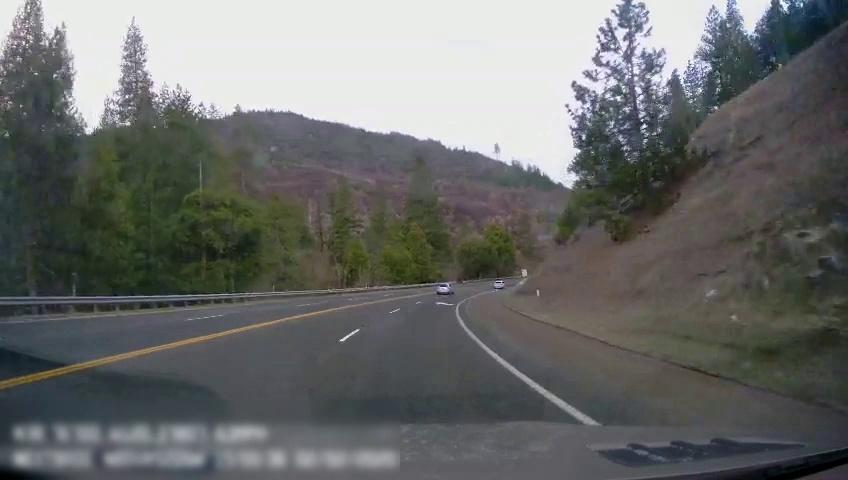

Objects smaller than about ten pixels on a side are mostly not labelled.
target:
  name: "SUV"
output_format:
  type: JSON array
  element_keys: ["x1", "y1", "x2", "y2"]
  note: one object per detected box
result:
[{"x1": 436, "y1": 282, "x2": 454, "y2": 295}]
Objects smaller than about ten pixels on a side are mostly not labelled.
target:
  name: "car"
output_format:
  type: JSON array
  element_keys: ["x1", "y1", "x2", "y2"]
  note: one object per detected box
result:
[{"x1": 493, "y1": 280, "x2": 505, "y2": 289}]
